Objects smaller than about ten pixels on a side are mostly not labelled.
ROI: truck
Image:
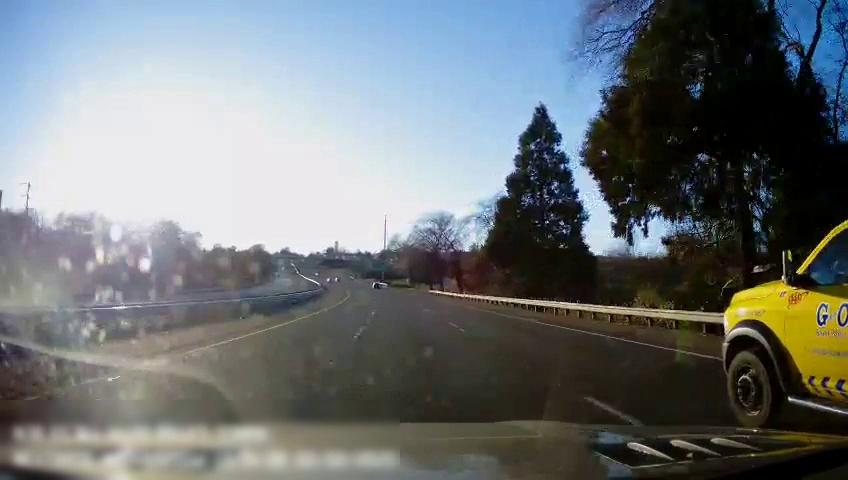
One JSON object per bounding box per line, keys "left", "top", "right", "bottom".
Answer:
{"left": 722, "top": 219, "right": 848, "bottom": 428}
